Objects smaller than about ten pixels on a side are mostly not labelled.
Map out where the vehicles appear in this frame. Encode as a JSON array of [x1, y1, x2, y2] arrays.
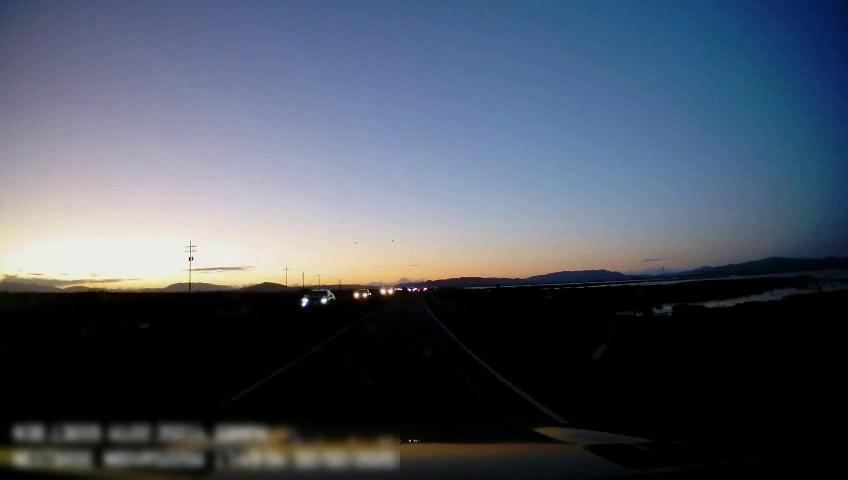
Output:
[[379, 286, 396, 295], [353, 288, 372, 300], [300, 288, 336, 309]]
